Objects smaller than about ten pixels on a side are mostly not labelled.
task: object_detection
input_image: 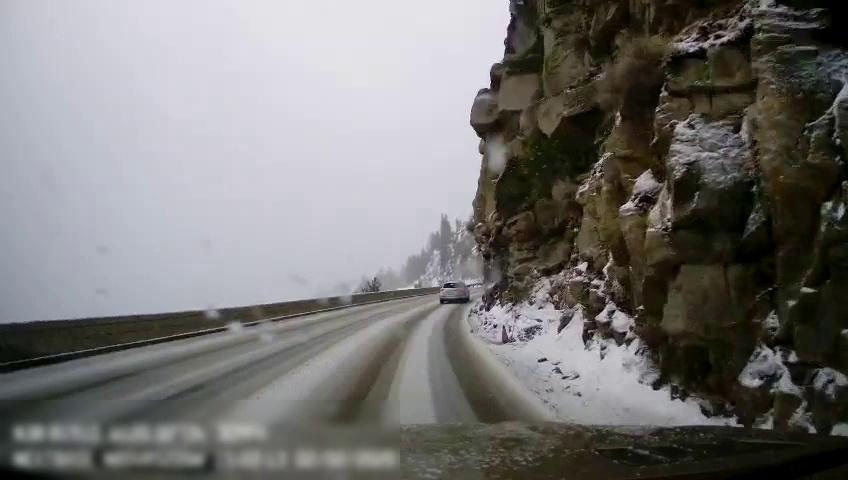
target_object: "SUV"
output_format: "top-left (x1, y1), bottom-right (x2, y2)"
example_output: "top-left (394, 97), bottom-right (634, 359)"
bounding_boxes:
top-left (440, 280), bottom-right (473, 305)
